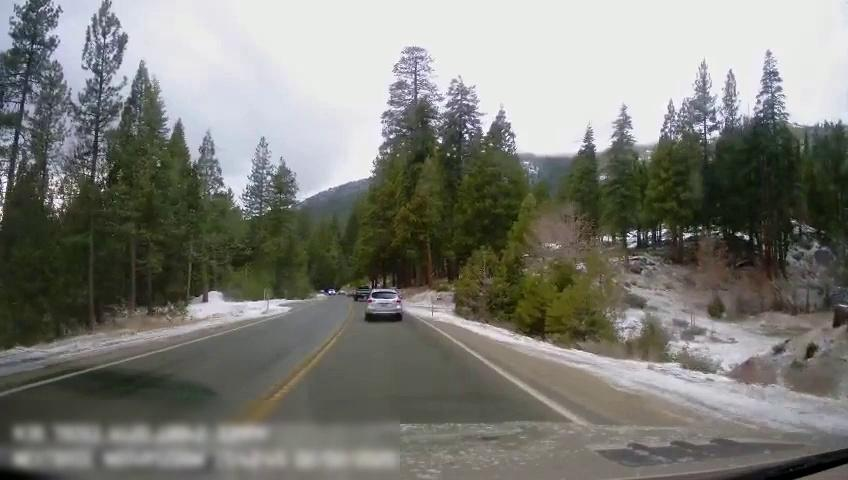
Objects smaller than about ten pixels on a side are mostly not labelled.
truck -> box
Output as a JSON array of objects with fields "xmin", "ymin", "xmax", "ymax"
[{"xmin": 353, "ymin": 287, "xmax": 370, "ymax": 301}]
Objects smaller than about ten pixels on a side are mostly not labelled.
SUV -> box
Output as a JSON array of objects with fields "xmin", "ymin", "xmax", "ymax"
[{"xmin": 364, "ymin": 290, "xmax": 403, "ymax": 323}]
